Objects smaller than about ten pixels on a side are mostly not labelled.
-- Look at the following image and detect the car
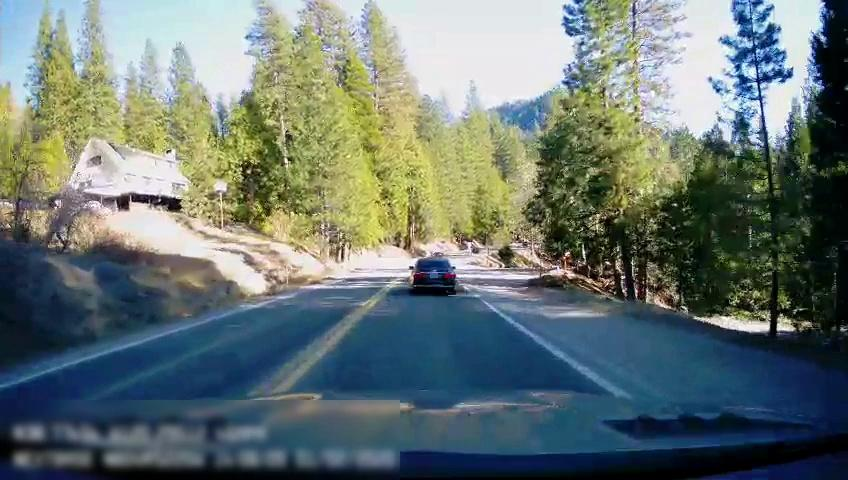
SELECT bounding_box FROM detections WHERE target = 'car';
[408,257,457,295]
